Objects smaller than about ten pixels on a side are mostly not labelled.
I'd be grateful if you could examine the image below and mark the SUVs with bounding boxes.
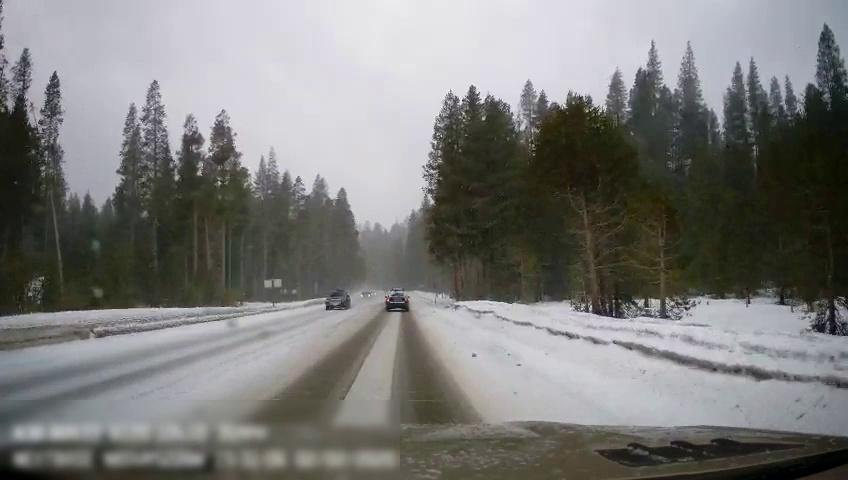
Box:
[384,287,411,313]
[325,289,351,311]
